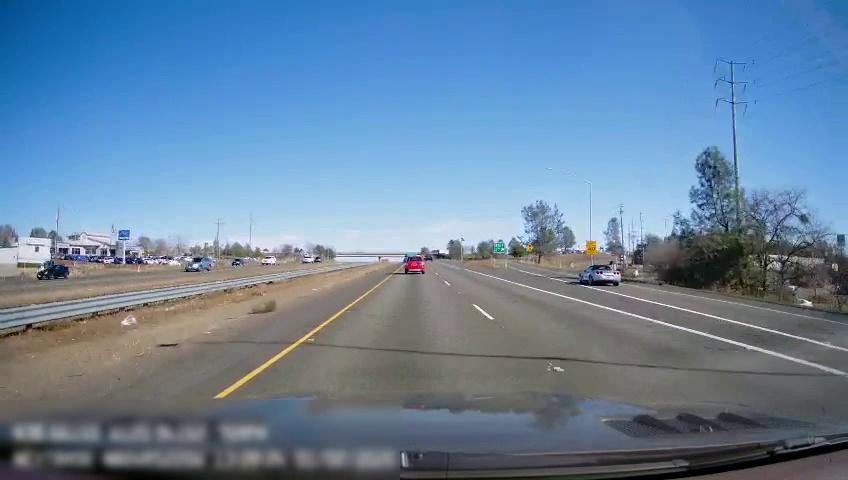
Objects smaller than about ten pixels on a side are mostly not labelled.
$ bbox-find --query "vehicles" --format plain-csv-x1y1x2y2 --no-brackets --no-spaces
260,256,277,266
183,257,213,273
231,258,244,267
301,255,315,265
403,256,426,274
35,263,69,282
577,263,622,287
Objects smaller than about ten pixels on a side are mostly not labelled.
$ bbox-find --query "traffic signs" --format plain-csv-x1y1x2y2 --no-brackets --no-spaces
585,239,598,257
493,242,505,253
527,243,536,254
